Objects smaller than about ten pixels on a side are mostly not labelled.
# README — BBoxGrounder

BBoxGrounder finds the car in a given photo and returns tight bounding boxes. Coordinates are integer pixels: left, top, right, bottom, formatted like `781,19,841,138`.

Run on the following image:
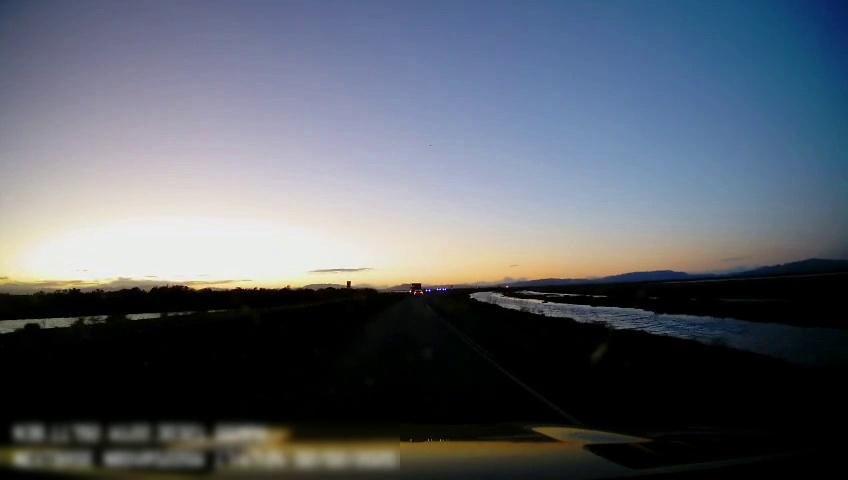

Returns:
413,289,424,297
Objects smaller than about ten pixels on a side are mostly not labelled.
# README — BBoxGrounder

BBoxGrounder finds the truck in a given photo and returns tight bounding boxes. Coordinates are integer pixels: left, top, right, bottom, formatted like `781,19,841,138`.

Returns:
408,283,422,294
